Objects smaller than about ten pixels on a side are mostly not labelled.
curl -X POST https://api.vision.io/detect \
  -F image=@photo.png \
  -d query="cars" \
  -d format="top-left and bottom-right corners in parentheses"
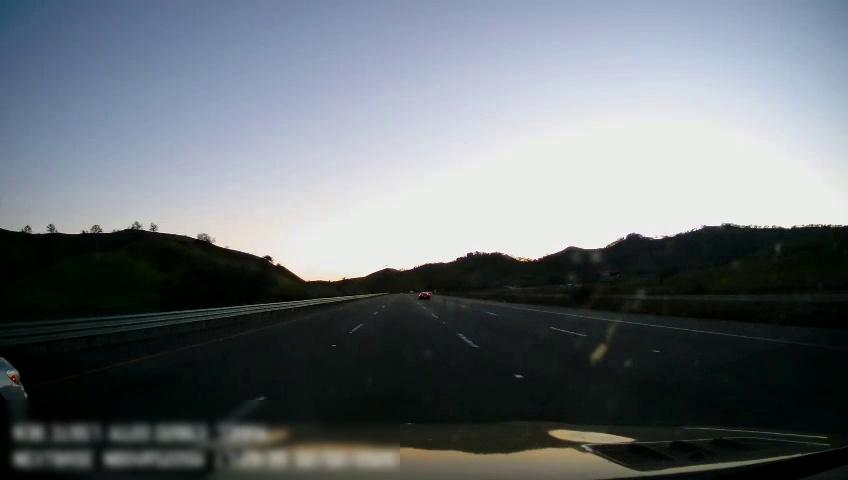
top-left (418, 291), bottom-right (431, 301)
top-left (0, 355), bottom-right (31, 443)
